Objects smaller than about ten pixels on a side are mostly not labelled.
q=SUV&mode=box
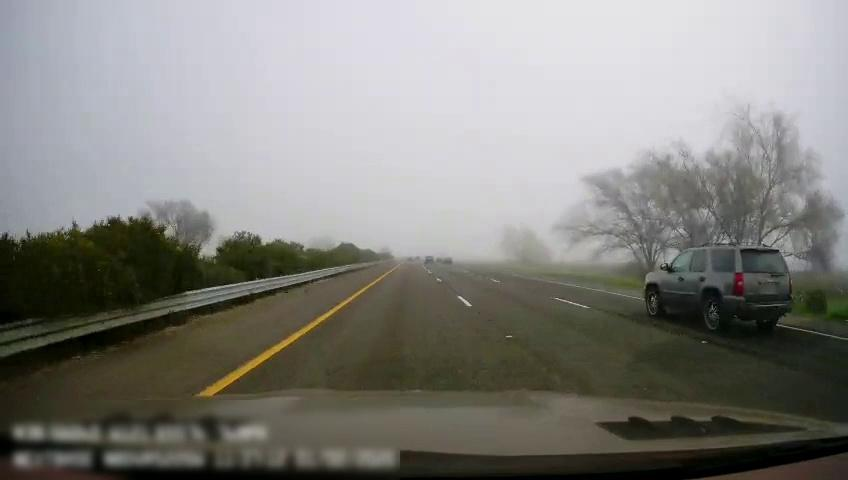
[644,243,794,335]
